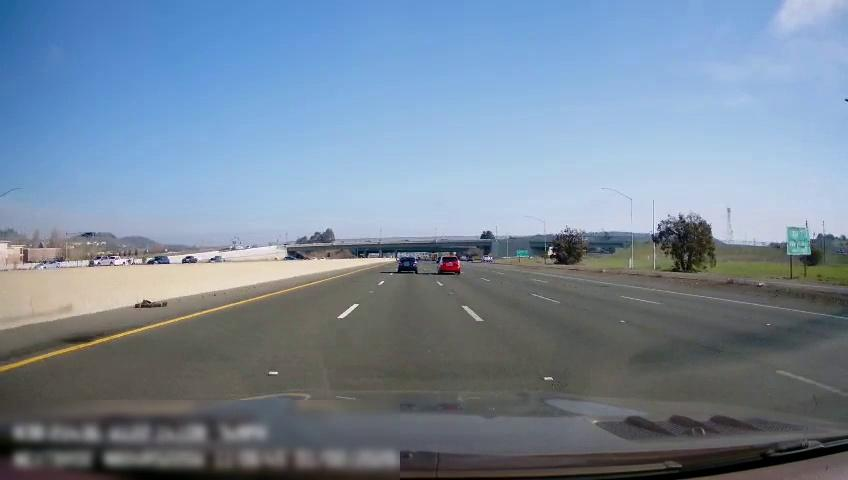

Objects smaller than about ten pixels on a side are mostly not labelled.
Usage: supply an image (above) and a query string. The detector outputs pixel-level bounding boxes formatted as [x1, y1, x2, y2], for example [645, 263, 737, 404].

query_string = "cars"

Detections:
[147, 255, 170, 265]
[34, 260, 64, 271]
[398, 257, 418, 273]
[207, 255, 225, 264]
[438, 258, 462, 274]
[281, 256, 297, 261]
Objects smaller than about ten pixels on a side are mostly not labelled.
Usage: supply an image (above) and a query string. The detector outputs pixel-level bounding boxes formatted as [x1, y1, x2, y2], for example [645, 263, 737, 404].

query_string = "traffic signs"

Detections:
[785, 226, 812, 255]
[516, 250, 529, 258]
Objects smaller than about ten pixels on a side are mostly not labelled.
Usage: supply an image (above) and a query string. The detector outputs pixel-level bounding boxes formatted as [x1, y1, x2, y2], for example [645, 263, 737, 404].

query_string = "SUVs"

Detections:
[88, 256, 116, 268]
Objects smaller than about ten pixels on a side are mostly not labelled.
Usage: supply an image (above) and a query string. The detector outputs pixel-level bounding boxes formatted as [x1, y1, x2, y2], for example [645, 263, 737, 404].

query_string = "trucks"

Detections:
[180, 255, 199, 265]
